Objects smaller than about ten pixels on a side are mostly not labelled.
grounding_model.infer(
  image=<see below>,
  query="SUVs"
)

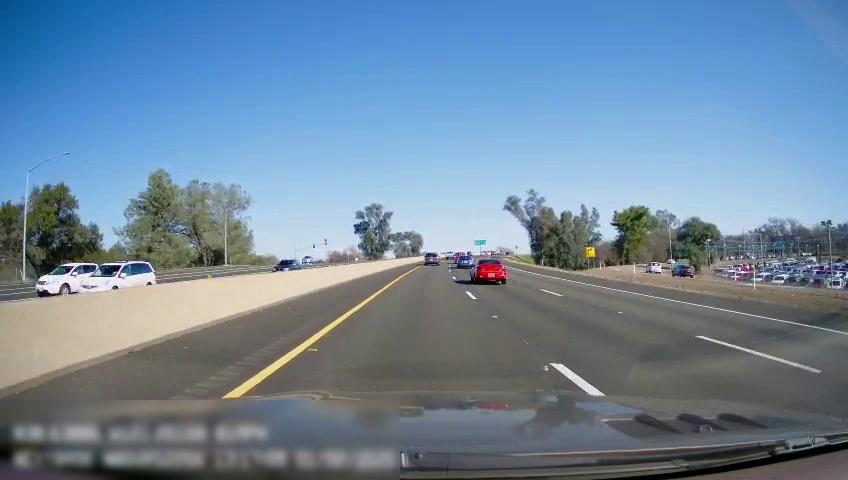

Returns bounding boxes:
[34,263,104,298]
[646,262,661,274]
[424,252,441,267]
[671,265,695,278]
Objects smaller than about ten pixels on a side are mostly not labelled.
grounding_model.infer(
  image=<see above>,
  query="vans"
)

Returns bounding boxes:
[77,261,157,294]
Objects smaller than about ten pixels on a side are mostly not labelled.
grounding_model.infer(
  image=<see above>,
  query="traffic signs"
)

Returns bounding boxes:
[585,247,596,258]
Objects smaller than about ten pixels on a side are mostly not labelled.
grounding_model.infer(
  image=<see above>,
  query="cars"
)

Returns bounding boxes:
[457,255,473,268]
[271,259,302,272]
[470,258,507,284]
